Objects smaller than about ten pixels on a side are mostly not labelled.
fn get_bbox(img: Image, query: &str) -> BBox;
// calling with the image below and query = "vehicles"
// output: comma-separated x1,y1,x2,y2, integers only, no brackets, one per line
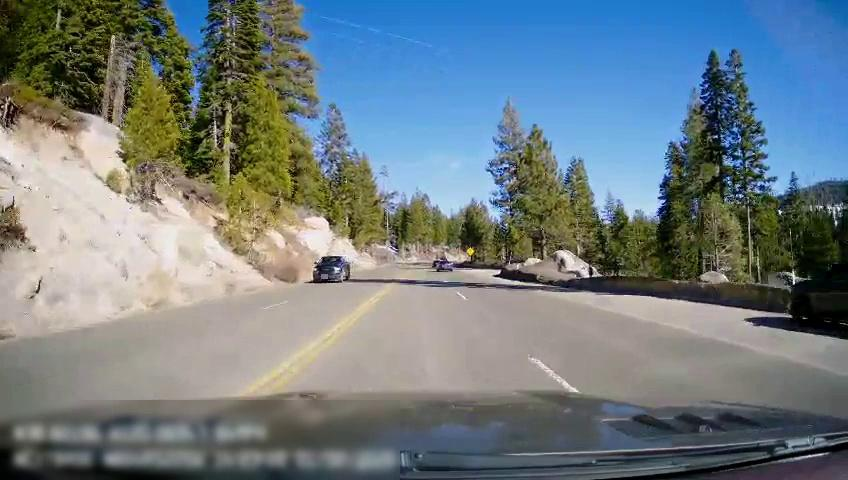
312,255,352,284
788,263,848,323
436,259,453,272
